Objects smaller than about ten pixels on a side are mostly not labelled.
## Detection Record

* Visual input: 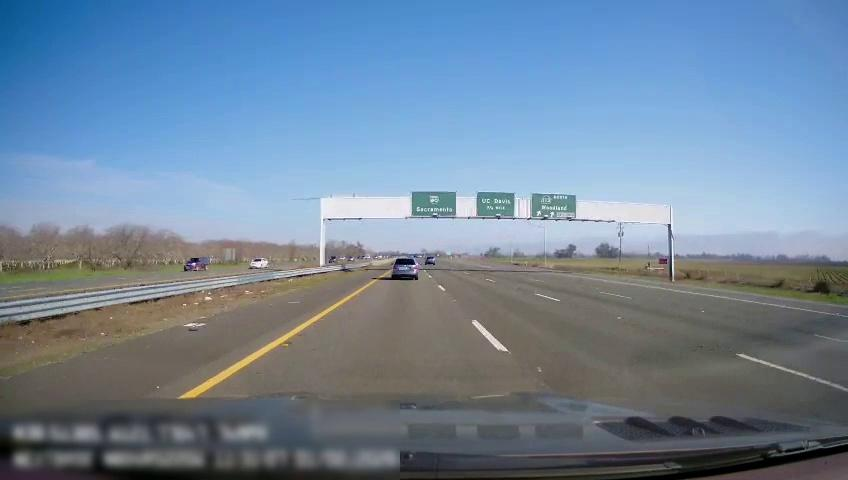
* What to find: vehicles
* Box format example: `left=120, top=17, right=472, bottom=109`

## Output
left=391, top=257, right=419, bottom=280
left=249, top=257, right=269, bottom=270
left=424, top=256, right=435, bottom=265
left=183, top=256, right=210, bottom=272
left=328, top=255, right=339, bottom=264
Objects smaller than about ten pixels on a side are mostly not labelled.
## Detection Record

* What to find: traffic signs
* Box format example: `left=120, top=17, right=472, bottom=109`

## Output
left=532, top=192, right=577, bottom=220
left=410, top=192, right=456, bottom=217
left=477, top=191, right=514, bottom=216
